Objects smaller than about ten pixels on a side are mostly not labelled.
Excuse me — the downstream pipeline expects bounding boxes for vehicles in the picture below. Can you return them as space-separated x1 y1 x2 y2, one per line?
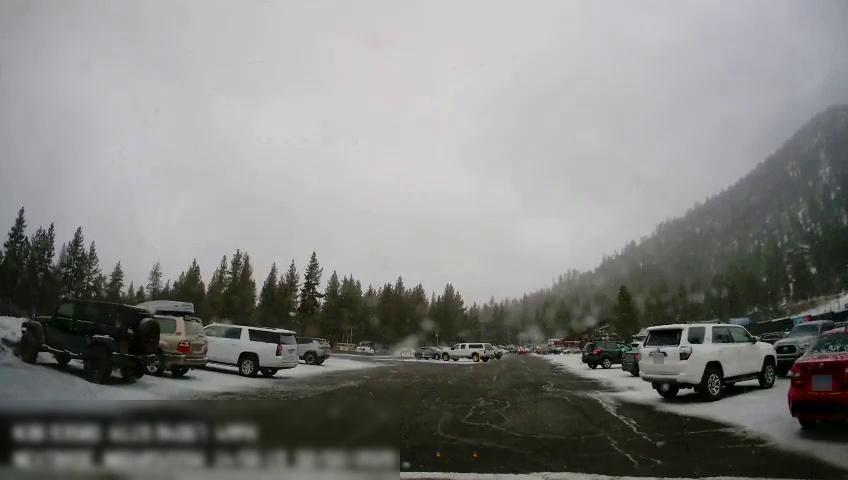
202 323 299 378
296 336 331 366
582 342 629 370
18 302 162 381
786 326 848 435
414 347 440 361
146 314 208 378
638 323 778 401
772 320 837 378
622 342 639 378
440 342 493 363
